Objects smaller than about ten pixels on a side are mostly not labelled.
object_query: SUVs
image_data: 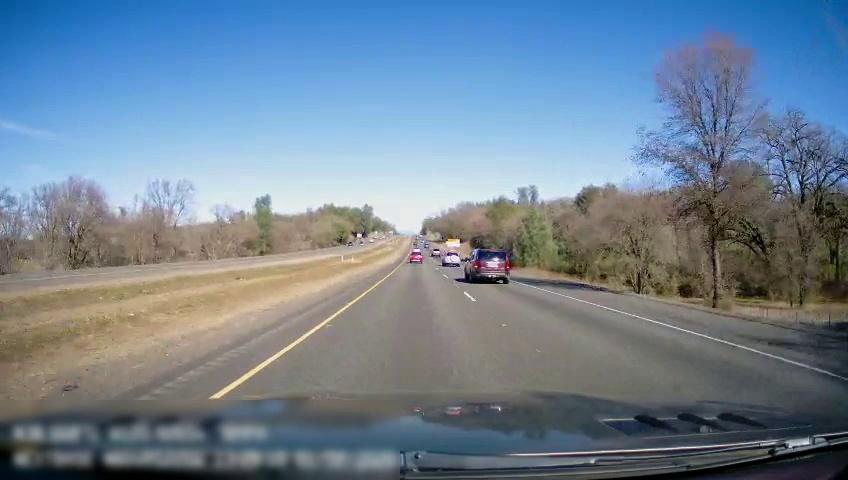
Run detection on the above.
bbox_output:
[408,251,423,264]
[440,251,461,268]
[463,247,512,285]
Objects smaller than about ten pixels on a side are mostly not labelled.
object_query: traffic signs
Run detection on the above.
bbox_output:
[447,239,461,247]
